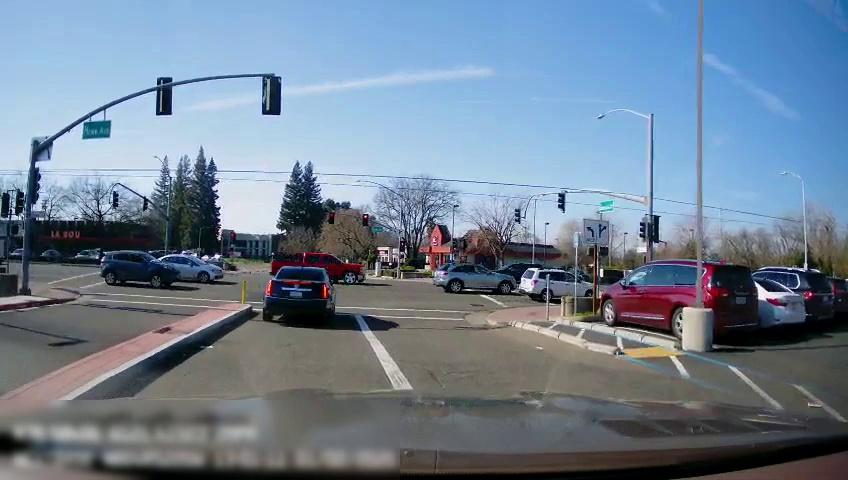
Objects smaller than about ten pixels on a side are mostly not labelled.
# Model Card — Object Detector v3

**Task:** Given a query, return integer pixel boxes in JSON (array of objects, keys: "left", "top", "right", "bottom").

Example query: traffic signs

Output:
[
  {"left": 584, "top": 218, "right": 610, "bottom": 244},
  {"left": 599, "top": 200, "right": 615, "bottom": 212},
  {"left": 372, "top": 226, "right": 384, "bottom": 232},
  {"left": 82, "top": 120, "right": 112, "bottom": 138}
]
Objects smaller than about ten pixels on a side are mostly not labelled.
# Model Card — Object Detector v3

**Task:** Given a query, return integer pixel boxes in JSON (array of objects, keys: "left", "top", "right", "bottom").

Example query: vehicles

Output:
[
  {"left": 10, "top": 248, "right": 29, "bottom": 257},
  {"left": 268, "top": 252, "right": 367, "bottom": 285},
  {"left": 827, "top": 278, "right": 848, "bottom": 320},
  {"left": 751, "top": 267, "right": 833, "bottom": 322},
  {"left": 74, "top": 249, "right": 102, "bottom": 260},
  {"left": 156, "top": 255, "right": 224, "bottom": 284},
  {"left": 753, "top": 279, "right": 807, "bottom": 336},
  {"left": 520, "top": 268, "right": 600, "bottom": 303},
  {"left": 432, "top": 263, "right": 516, "bottom": 295},
  {"left": 600, "top": 260, "right": 761, "bottom": 341},
  {"left": 262, "top": 266, "right": 340, "bottom": 325},
  {"left": 493, "top": 263, "right": 547, "bottom": 281},
  {"left": 99, "top": 250, "right": 176, "bottom": 288},
  {"left": 40, "top": 250, "right": 60, "bottom": 259}
]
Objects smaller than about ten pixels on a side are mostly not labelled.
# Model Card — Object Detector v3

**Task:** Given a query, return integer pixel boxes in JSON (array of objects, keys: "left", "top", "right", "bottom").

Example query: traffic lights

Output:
[
  {"left": 0, "top": 192, "right": 9, "bottom": 218},
  {"left": 362, "top": 213, "right": 369, "bottom": 227},
  {"left": 28, "top": 167, "right": 42, "bottom": 204},
  {"left": 156, "top": 76, "right": 173, "bottom": 116},
  {"left": 557, "top": 192, "right": 566, "bottom": 213},
  {"left": 400, "top": 241, "right": 406, "bottom": 252},
  {"left": 652, "top": 215, "right": 660, "bottom": 243},
  {"left": 329, "top": 212, "right": 335, "bottom": 225},
  {"left": 112, "top": 190, "right": 120, "bottom": 209},
  {"left": 15, "top": 188, "right": 26, "bottom": 215},
  {"left": 514, "top": 207, "right": 521, "bottom": 224},
  {"left": 142, "top": 196, "right": 148, "bottom": 212},
  {"left": 262, "top": 75, "right": 282, "bottom": 115},
  {"left": 639, "top": 220, "right": 647, "bottom": 240}
]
